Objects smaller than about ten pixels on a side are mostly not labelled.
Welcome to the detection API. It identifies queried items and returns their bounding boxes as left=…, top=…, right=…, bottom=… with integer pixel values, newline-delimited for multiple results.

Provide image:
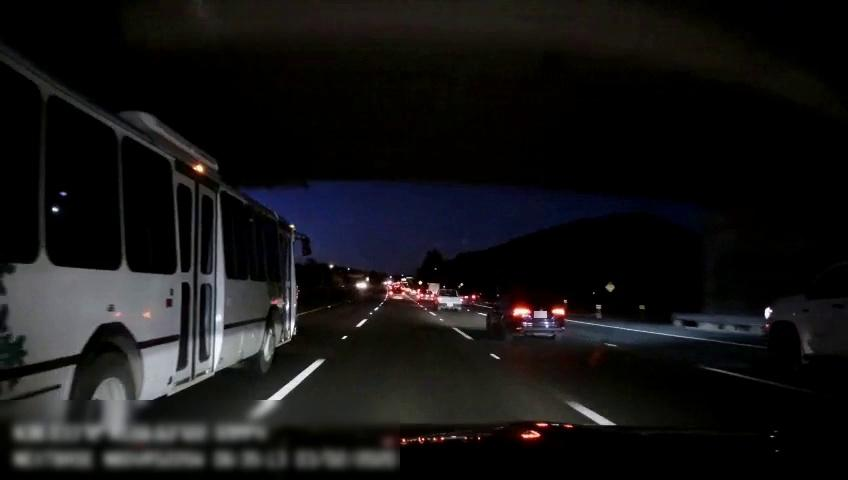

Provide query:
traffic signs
left=605, top=282, right=616, bottom=293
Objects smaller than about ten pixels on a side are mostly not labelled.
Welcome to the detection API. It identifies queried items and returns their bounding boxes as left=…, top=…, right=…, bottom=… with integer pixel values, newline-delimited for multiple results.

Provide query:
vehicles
left=486, top=288, right=566, bottom=339
left=353, top=279, right=370, bottom=292
left=426, top=282, right=441, bottom=295
left=415, top=289, right=434, bottom=303
left=389, top=286, right=406, bottom=301
left=433, top=289, right=463, bottom=312
left=763, top=260, right=848, bottom=374
left=0, top=39, right=312, bottom=442
left=456, top=284, right=482, bottom=303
